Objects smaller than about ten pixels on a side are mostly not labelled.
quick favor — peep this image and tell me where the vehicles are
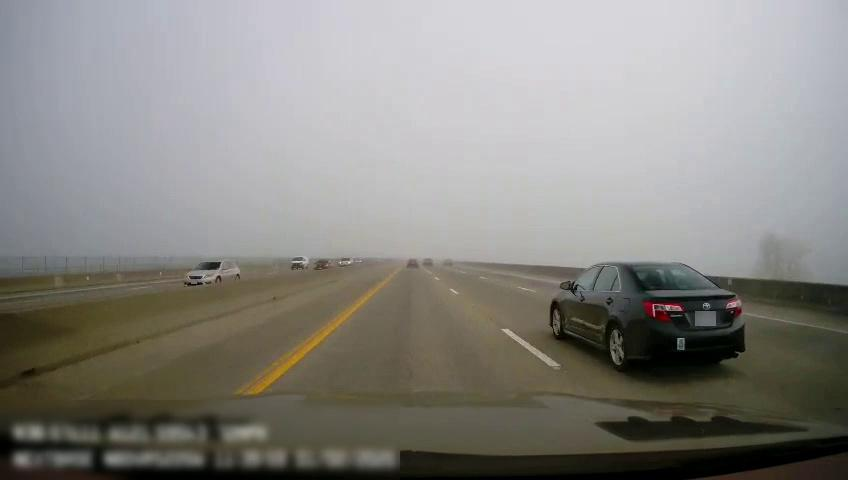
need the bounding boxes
[337,257,354,267]
[548,259,746,372]
[182,260,241,288]
[422,257,434,267]
[290,255,309,271]
[406,258,419,268]
[442,258,454,266]
[312,259,336,270]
